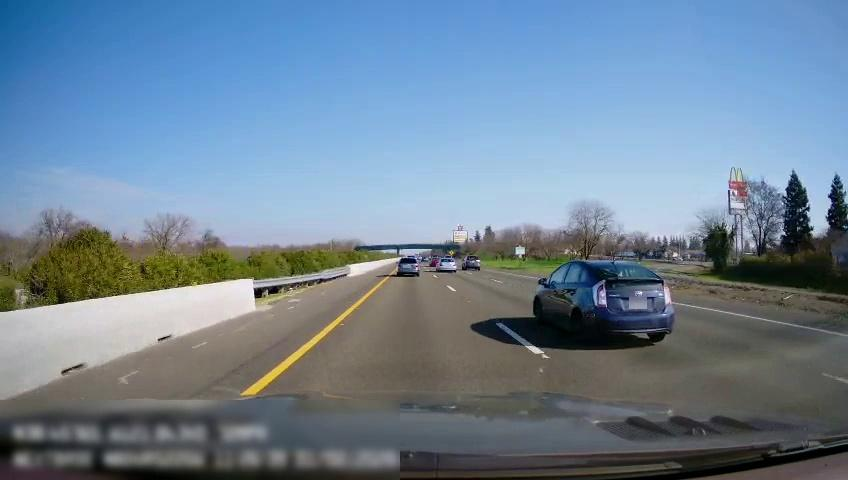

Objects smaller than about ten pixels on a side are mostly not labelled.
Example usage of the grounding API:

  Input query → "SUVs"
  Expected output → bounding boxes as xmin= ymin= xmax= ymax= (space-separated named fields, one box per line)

xmin=398 ymin=257 xmax=422 ymax=277
xmin=461 ymin=254 xmax=482 ymax=271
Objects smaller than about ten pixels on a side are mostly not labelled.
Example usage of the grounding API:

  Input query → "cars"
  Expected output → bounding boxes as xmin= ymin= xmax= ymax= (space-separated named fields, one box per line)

xmin=530 ymin=259 xmax=676 ymax=345
xmin=436 ymin=257 xmax=456 ymax=273
xmin=428 ymin=258 xmax=438 ymax=266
